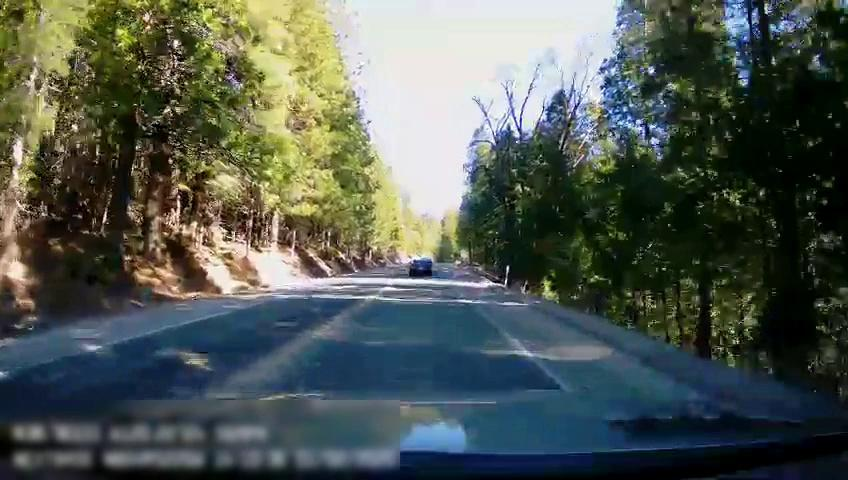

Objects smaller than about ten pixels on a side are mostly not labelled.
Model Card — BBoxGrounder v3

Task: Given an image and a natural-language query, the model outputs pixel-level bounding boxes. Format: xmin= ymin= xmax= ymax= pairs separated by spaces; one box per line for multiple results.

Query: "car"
xmin=409 ymin=258 xmax=433 ymax=277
